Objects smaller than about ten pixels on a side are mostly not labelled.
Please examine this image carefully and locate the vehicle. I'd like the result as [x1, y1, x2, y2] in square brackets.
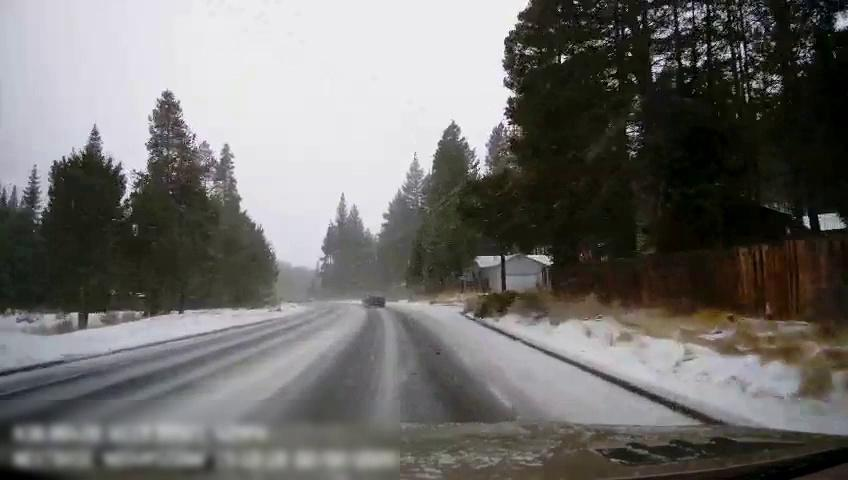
[361, 290, 386, 309]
